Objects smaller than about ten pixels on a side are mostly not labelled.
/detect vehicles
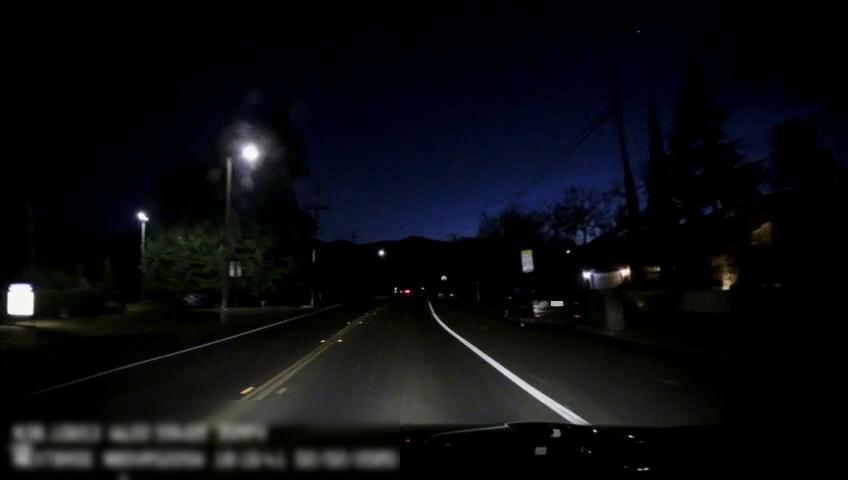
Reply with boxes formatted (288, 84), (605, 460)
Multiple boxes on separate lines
(503, 284), (581, 331)
(435, 288), (456, 300)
